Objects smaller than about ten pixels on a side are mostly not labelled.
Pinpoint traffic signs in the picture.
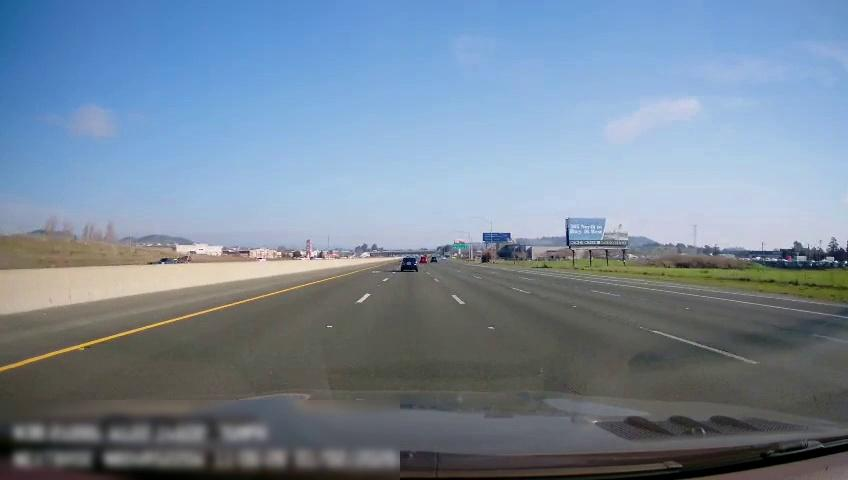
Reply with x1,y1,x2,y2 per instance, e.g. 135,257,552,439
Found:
452,243,469,251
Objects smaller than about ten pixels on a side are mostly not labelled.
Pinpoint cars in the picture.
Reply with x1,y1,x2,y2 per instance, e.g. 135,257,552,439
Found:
401,258,419,272
156,256,177,265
